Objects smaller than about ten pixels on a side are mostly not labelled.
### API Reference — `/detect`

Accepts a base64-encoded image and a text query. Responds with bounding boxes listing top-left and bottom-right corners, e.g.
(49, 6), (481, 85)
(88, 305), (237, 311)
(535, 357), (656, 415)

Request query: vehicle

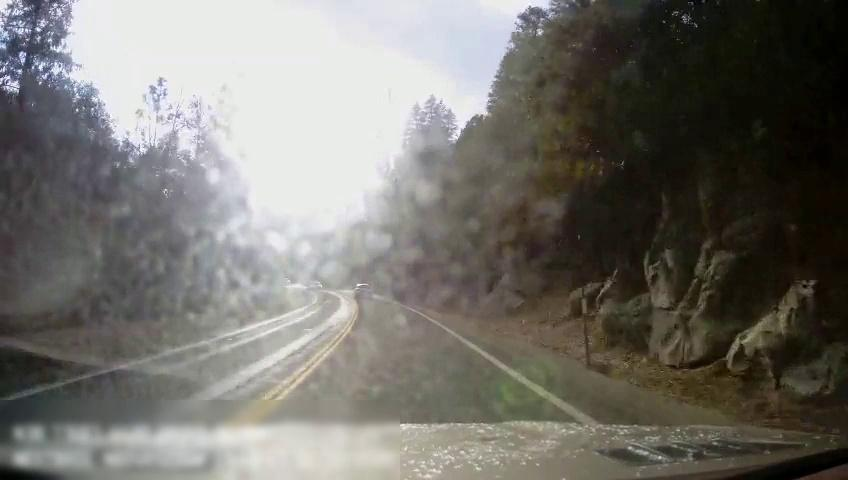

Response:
(355, 283), (372, 299)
